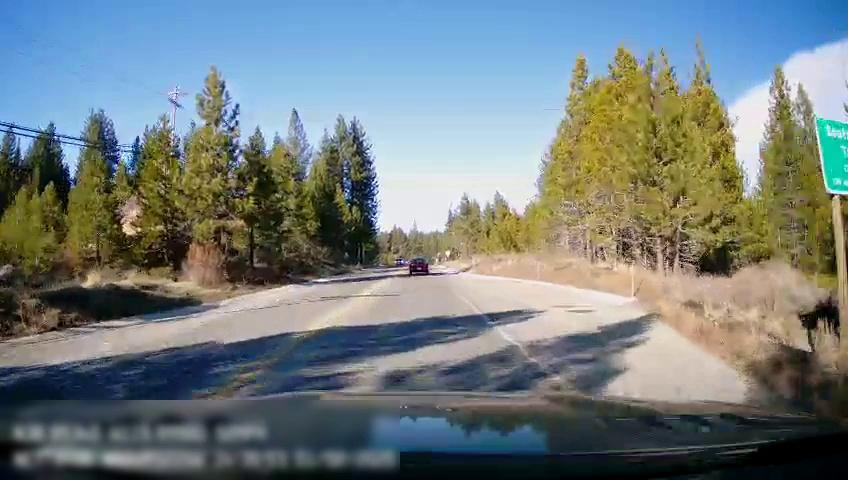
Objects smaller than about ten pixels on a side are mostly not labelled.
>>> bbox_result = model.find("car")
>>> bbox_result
[408,255,430,275]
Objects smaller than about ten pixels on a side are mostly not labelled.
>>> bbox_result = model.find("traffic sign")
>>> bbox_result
[814,116,848,195]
